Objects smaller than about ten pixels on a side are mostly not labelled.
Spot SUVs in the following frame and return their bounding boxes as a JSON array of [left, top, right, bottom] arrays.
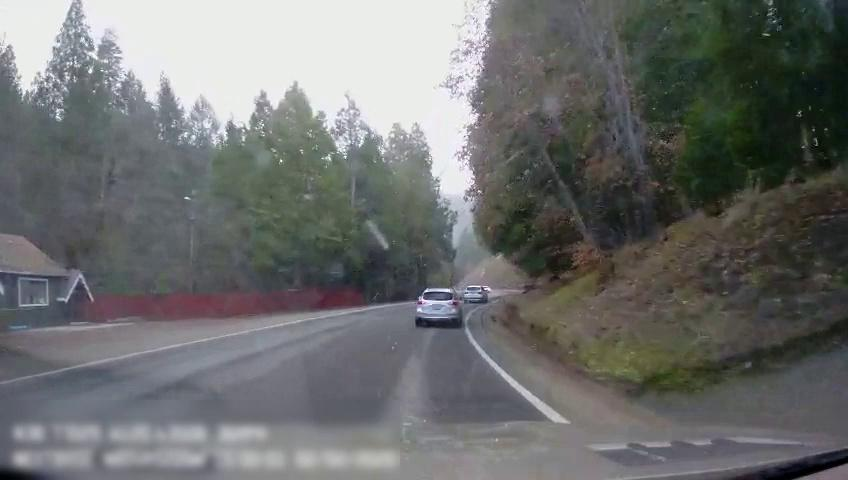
[[463, 285, 488, 303], [415, 288, 463, 327]]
